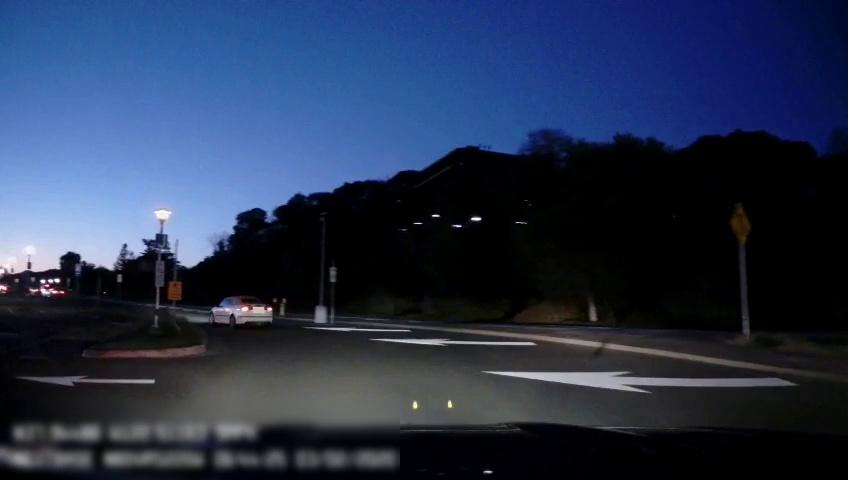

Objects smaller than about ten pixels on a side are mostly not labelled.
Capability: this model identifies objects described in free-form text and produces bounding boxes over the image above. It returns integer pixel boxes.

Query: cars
[208,295,274,330]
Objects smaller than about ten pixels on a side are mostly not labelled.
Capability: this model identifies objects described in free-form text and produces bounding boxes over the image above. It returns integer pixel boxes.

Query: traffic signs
[167,280,182,301]
[729,205,752,244]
